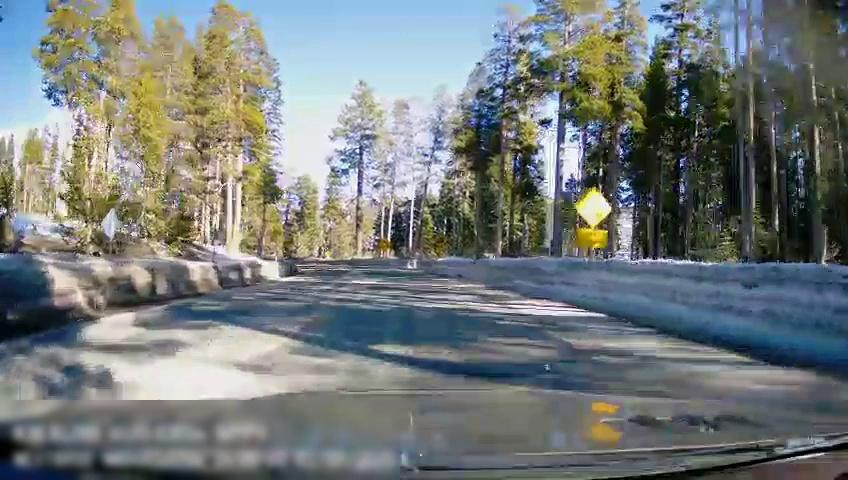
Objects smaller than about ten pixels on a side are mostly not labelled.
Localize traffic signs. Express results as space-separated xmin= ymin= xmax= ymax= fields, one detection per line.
xmin=576 ymin=189 xmax=613 ymax=226
xmin=575 ymin=227 xmax=609 ymax=248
